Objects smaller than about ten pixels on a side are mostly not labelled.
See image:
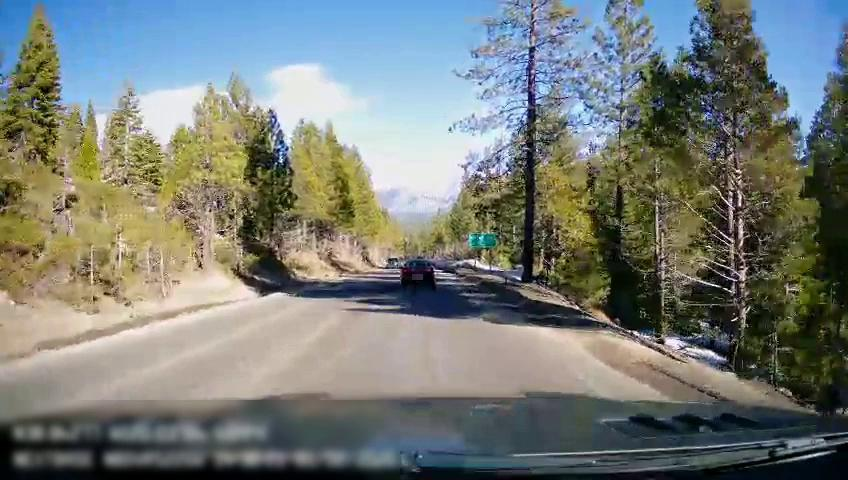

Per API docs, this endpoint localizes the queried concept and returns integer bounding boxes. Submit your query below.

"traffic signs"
[467,232,498,249]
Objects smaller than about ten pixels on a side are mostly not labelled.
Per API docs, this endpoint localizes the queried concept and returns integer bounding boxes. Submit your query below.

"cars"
[399,259,436,290]
[383,256,401,269]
